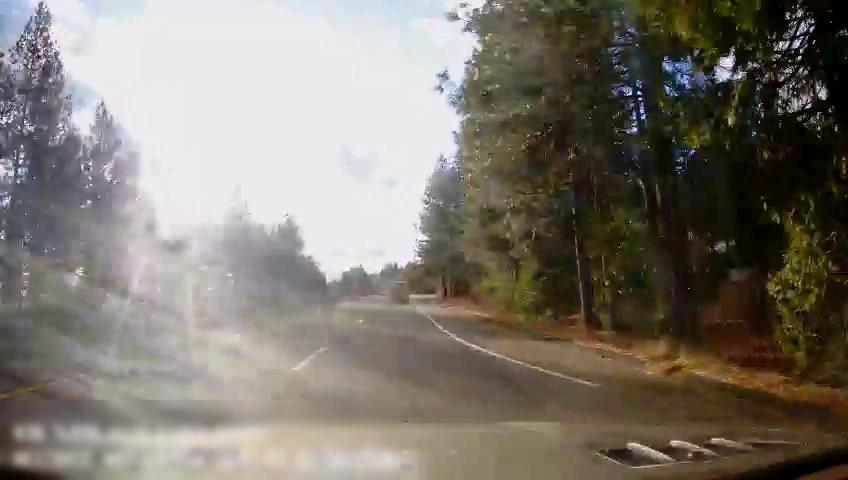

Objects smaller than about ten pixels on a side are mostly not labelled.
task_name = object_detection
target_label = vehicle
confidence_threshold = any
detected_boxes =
[388,282,411,303]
